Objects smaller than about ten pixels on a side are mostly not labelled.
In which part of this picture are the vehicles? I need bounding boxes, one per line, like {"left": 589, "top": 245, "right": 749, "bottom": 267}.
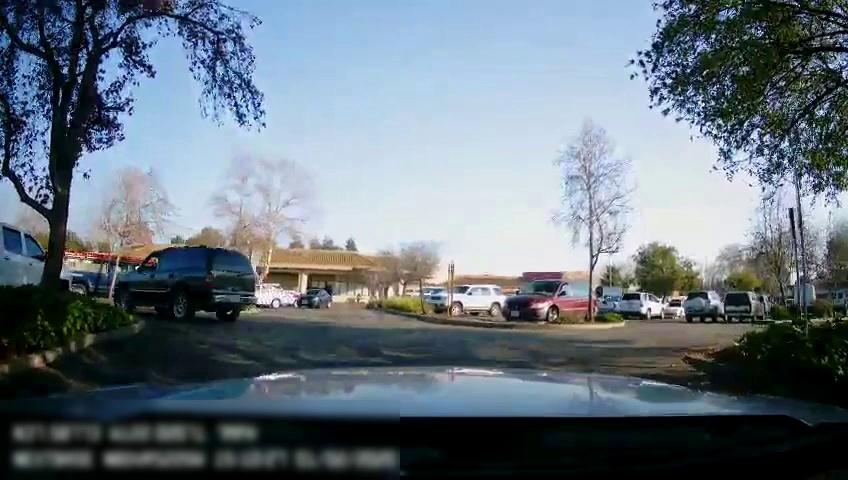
{"left": 664, "top": 302, "right": 687, "bottom": 319}
{"left": 69, "top": 260, "right": 143, "bottom": 302}
{"left": 597, "top": 295, "right": 622, "bottom": 315}
{"left": 501, "top": 279, "right": 598, "bottom": 325}
{"left": 260, "top": 283, "right": 284, "bottom": 292}
{"left": 428, "top": 284, "right": 507, "bottom": 318}
{"left": 0, "top": 221, "right": 72, "bottom": 298}
{"left": 255, "top": 284, "right": 288, "bottom": 309}
{"left": 795, "top": 287, "right": 816, "bottom": 312}
{"left": 112, "top": 245, "right": 258, "bottom": 323}
{"left": 831, "top": 290, "right": 848, "bottom": 312}
{"left": 280, "top": 291, "right": 294, "bottom": 307}
{"left": 668, "top": 299, "right": 685, "bottom": 303}
{"left": 684, "top": 290, "right": 728, "bottom": 323}
{"left": 618, "top": 292, "right": 665, "bottom": 321}
{"left": 724, "top": 292, "right": 765, "bottom": 323}
{"left": 297, "top": 289, "right": 332, "bottom": 309}
{"left": 757, "top": 295, "right": 774, "bottom": 316}
{"left": 286, "top": 291, "right": 302, "bottom": 307}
